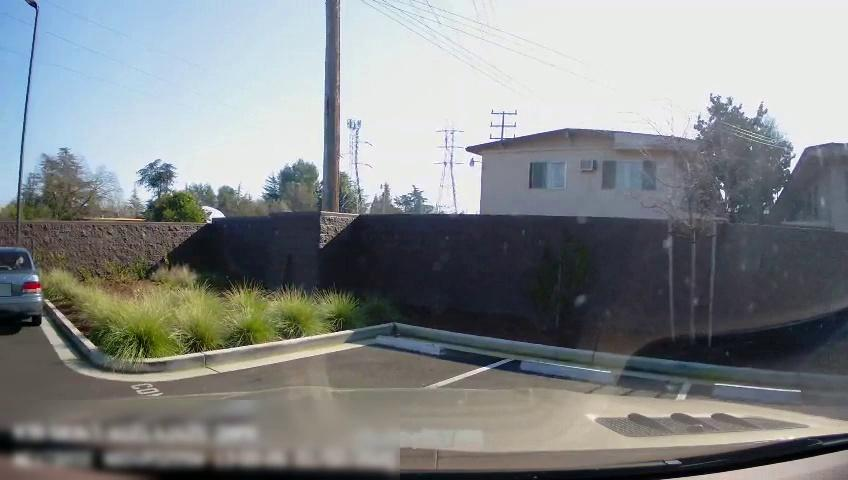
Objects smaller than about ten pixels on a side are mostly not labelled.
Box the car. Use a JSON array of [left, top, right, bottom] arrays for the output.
[[0, 247, 43, 326]]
